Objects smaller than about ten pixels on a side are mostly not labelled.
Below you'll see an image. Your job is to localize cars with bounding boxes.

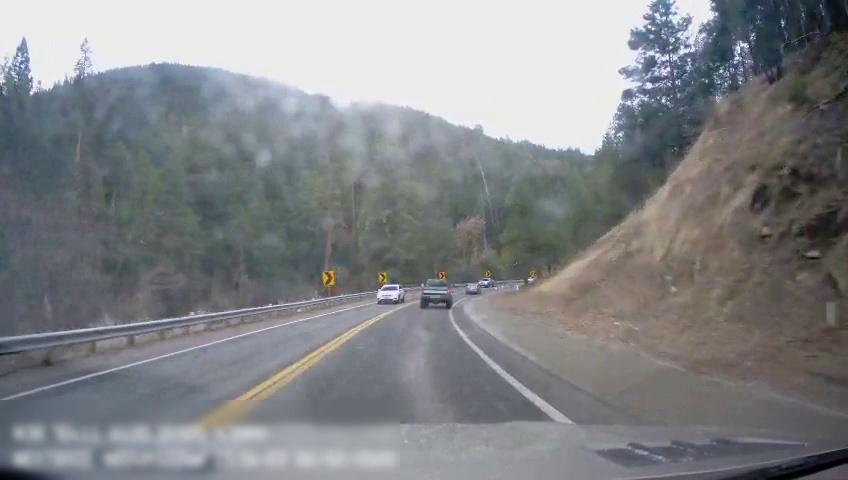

[464,282,482,296]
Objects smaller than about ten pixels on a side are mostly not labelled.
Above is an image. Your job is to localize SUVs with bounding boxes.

[376,284,406,305]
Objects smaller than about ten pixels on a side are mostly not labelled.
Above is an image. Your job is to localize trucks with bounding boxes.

[479,277,498,288]
[420,278,453,310]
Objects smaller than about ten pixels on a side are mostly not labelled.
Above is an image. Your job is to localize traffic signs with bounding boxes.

[378,272,388,283]
[322,271,335,287]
